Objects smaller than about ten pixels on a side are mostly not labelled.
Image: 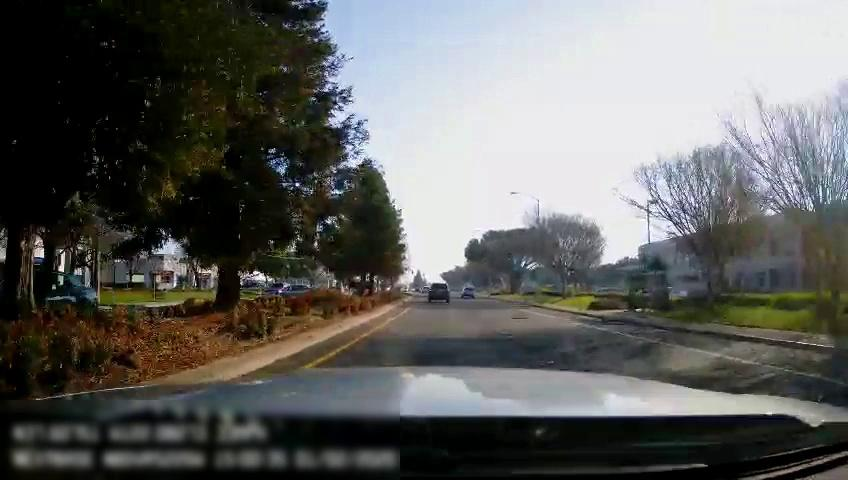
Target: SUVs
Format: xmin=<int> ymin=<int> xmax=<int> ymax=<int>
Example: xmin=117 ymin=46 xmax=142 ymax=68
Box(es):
xmin=261 ymin=280 xmax=300 ymax=297
xmin=426 ymin=281 xmax=449 ymax=302
xmin=460 ymin=286 xmax=475 ymax=300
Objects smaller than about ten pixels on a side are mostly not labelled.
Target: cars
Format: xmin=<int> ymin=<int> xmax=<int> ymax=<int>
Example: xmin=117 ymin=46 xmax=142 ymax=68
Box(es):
xmin=34 ymin=268 xmax=99 ymax=313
